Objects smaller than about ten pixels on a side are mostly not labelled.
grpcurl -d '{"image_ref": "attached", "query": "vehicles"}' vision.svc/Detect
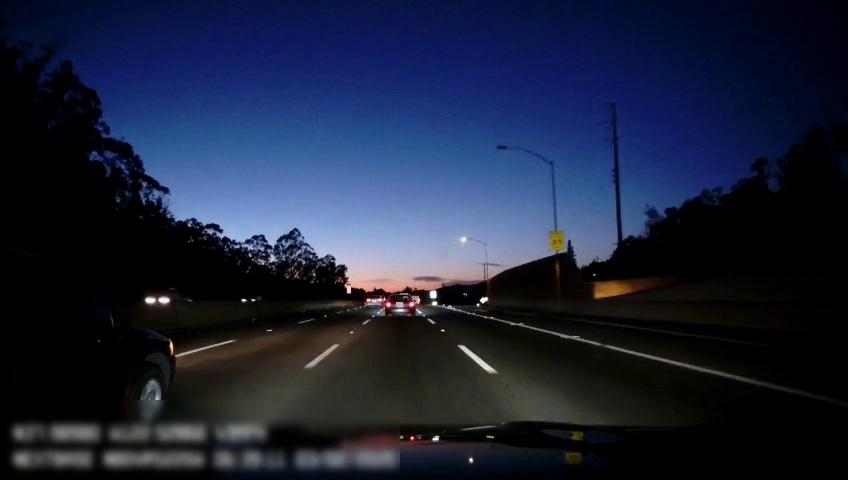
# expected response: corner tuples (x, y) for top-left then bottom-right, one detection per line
(144, 288), (192, 306)
(241, 295), (263, 304)
(0, 249), (176, 438)
(366, 295), (385, 308)
(383, 294), (416, 318)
